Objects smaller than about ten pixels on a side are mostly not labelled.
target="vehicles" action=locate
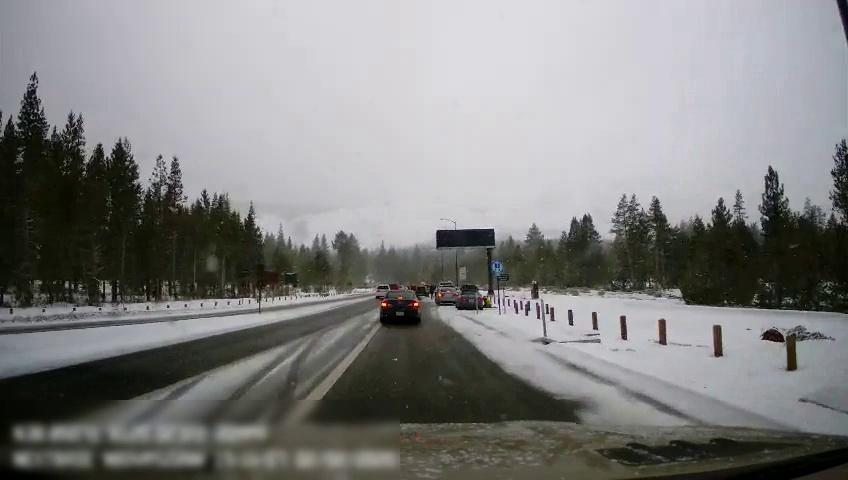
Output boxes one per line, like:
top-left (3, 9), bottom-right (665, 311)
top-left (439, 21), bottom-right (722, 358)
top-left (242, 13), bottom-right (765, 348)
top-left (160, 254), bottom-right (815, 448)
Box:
top-left (379, 289), bottom-right (422, 325)
top-left (455, 283), bottom-right (485, 310)
top-left (375, 284), bottom-right (389, 298)
top-left (416, 285), bottom-right (429, 297)
top-left (435, 286), bottom-right (458, 305)
top-left (438, 281), bottom-right (454, 286)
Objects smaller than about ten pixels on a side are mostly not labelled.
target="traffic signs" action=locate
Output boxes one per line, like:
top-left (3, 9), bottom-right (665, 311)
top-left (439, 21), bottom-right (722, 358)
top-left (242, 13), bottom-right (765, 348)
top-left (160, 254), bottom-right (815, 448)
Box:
top-left (498, 274), bottom-right (509, 282)
top-left (458, 266), bottom-right (467, 282)
top-left (491, 260), bottom-right (504, 273)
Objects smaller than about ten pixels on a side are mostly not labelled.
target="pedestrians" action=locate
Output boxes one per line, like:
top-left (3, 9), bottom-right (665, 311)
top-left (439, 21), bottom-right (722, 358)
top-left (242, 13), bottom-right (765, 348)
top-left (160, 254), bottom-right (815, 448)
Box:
top-left (429, 283), bottom-right (434, 300)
